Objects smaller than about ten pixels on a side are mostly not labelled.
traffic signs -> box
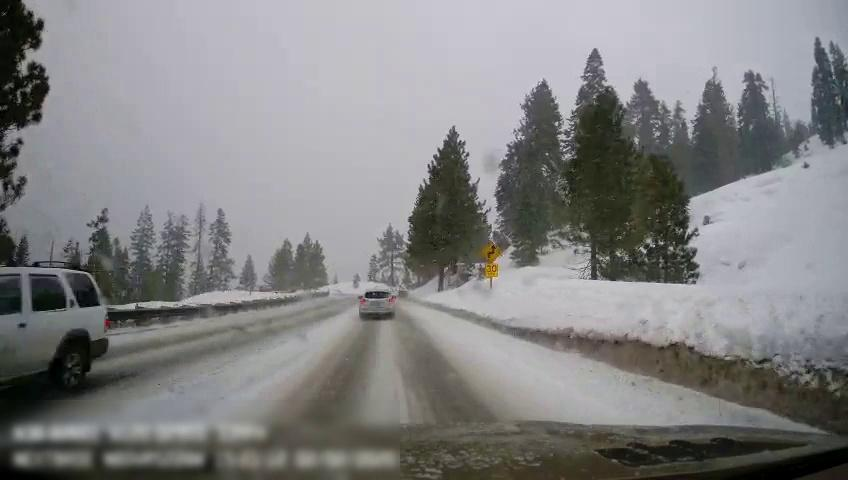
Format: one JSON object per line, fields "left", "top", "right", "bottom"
{"left": 484, "top": 263, "right": 498, "bottom": 278}
{"left": 479, "top": 242, "right": 501, "bottom": 264}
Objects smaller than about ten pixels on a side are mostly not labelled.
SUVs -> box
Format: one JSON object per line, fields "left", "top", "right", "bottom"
{"left": 0, "top": 266, "right": 110, "bottom": 398}
{"left": 356, "top": 289, "right": 396, "bottom": 319}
